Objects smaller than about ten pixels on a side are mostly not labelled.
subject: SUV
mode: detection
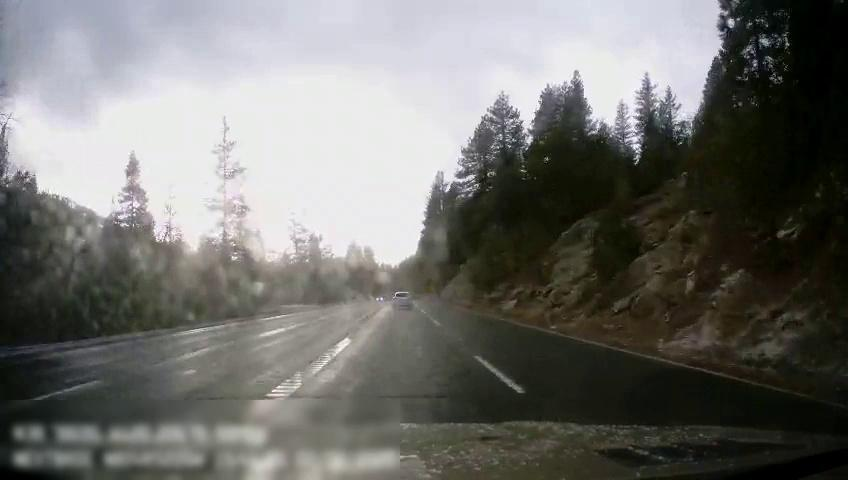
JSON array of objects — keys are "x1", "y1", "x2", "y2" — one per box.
[{"x1": 392, "y1": 291, "x2": 415, "y2": 310}]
